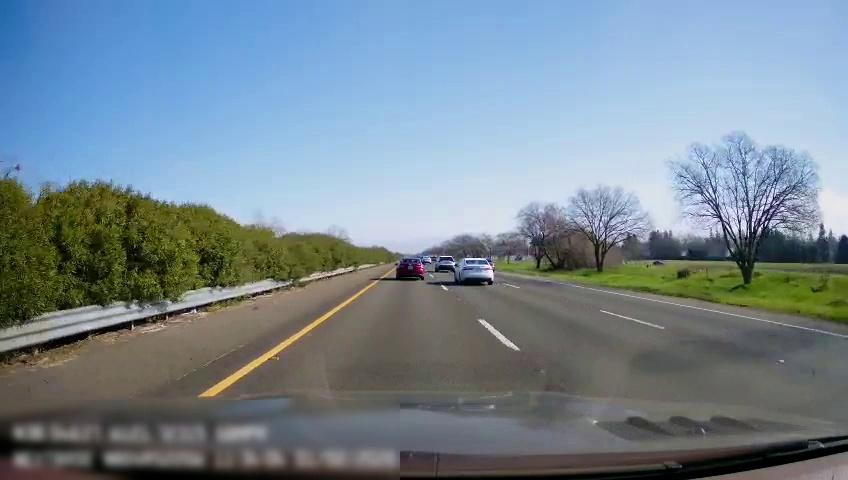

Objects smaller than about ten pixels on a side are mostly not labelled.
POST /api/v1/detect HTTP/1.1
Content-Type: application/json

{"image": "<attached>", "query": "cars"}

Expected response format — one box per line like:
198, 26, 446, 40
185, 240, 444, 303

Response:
394, 258, 426, 281
434, 256, 456, 273
453, 257, 495, 285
